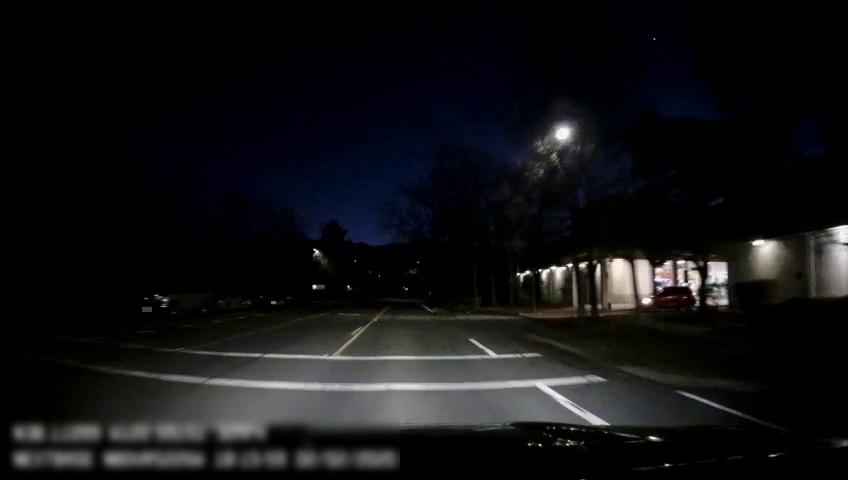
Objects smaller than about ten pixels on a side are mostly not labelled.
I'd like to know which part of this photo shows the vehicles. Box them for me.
[142,281,213,321]
[271,293,295,308]
[240,294,264,308]
[643,286,697,310]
